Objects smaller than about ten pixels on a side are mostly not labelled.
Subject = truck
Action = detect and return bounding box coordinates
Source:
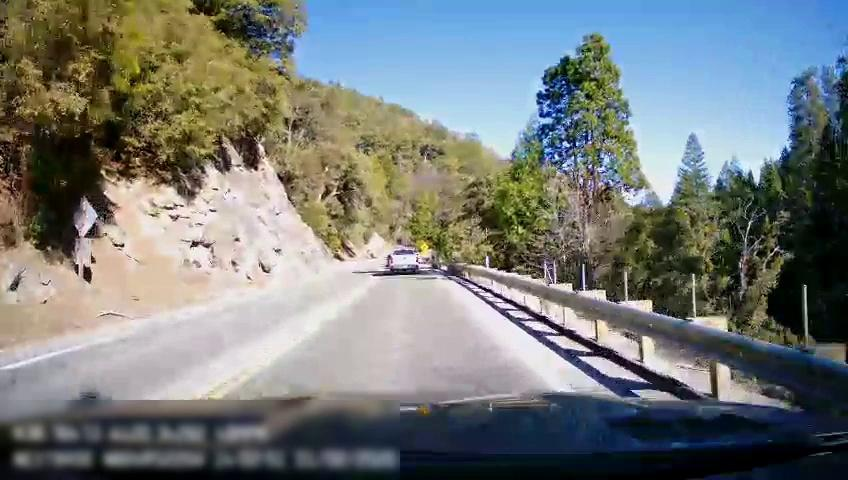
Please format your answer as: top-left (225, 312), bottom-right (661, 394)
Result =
top-left (386, 248), bottom-right (418, 276)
